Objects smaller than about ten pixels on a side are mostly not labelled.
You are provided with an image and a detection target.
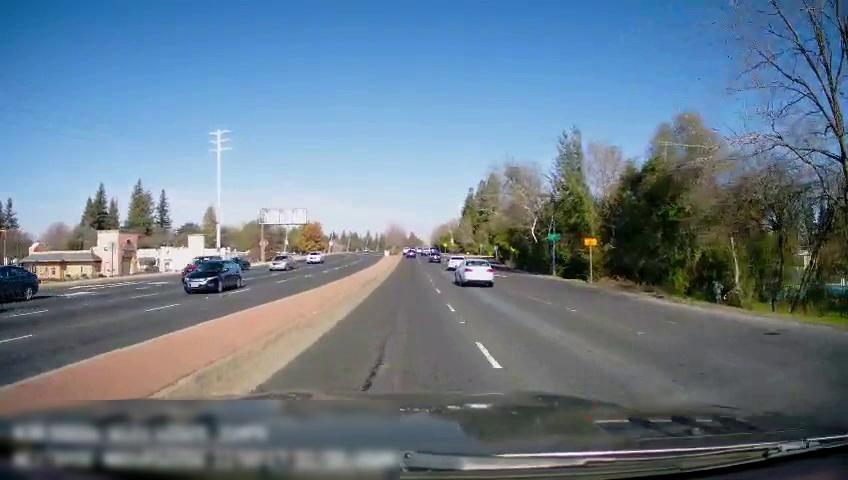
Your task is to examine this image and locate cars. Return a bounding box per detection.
[232,255,251,271]
[0,265,40,303]
[181,259,242,296]
[268,255,296,272]
[454,258,494,288]
[429,253,441,264]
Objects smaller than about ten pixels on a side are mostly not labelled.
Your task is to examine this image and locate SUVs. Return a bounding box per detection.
[181,256,223,283]
[306,251,324,264]
[447,255,465,272]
